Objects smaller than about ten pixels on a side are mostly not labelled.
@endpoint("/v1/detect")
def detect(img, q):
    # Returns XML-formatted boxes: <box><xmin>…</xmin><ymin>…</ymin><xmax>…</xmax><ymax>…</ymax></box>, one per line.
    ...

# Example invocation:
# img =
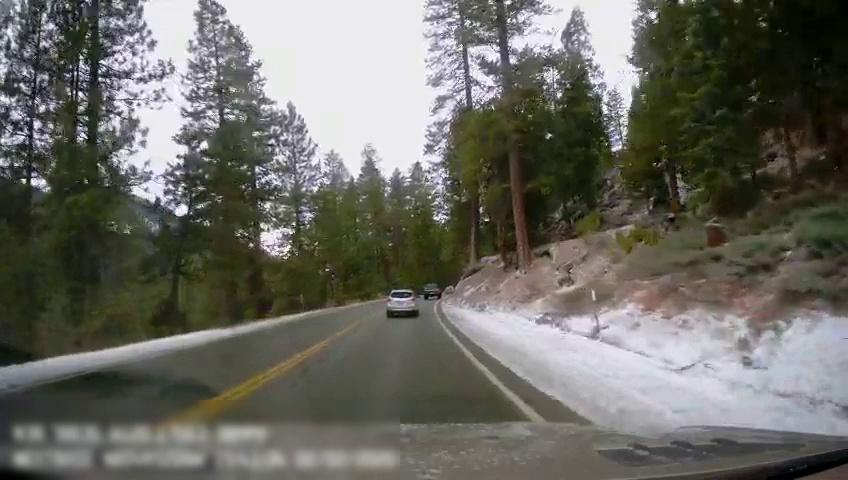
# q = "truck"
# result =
<box><xmin>423</xmin><ymin>283</ymin><xmax>442</xmax><ymax>299</ymax></box>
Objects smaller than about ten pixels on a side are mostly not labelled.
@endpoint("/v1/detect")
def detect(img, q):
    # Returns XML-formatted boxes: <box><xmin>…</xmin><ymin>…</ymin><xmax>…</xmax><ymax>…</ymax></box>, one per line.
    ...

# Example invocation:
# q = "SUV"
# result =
<box><xmin>386</xmin><ymin>289</ymin><xmax>418</xmax><ymax>318</ymax></box>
